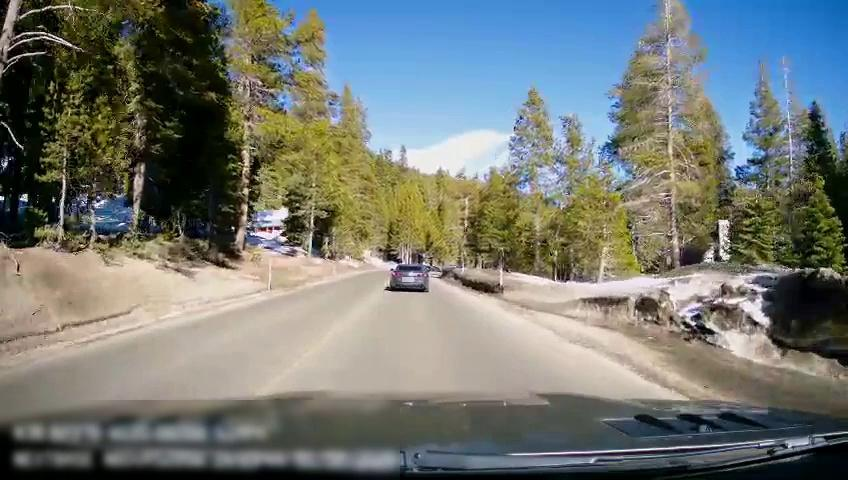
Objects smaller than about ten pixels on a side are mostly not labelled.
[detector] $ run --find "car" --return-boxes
[389,262,430,292]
